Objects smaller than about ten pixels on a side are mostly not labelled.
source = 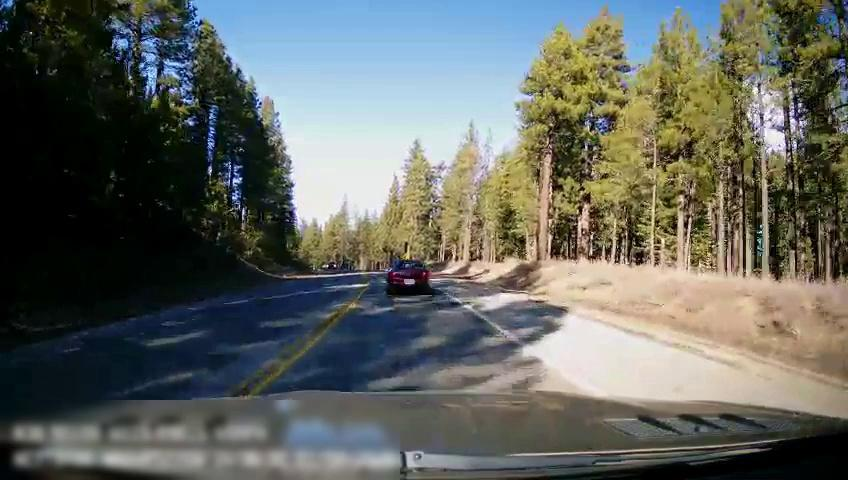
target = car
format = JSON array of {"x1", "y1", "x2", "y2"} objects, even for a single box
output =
[{"x1": 385, "y1": 260, "x2": 430, "y2": 297}]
